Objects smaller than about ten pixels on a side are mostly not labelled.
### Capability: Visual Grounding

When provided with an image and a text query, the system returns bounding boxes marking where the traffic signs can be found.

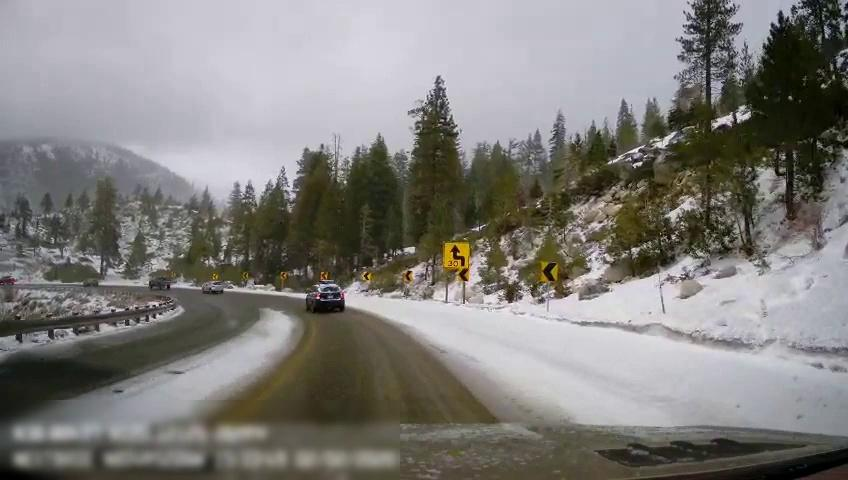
[442,241,470,270]
[404,269,415,281]
[457,267,470,282]
[540,260,559,283]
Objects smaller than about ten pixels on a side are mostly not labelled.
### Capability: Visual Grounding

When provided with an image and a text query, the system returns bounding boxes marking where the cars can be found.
[202,280,224,294]
[306,279,346,315]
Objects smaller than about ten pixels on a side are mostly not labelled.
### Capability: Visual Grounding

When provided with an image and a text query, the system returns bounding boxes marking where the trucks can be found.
[149,276,171,290]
